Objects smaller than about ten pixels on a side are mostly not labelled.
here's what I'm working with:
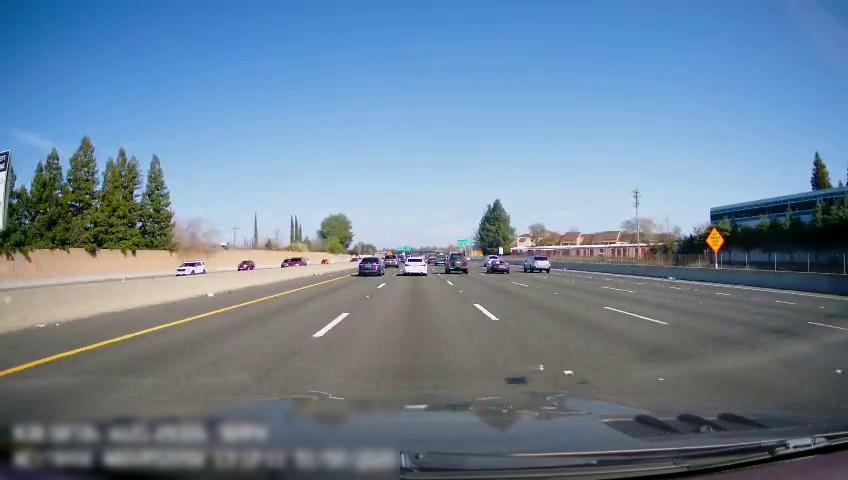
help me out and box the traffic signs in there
[705,227,725,253]
[0,149,12,231]
[400,244,412,252]
[457,240,473,249]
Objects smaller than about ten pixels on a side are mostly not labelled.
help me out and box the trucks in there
[435,255,448,266]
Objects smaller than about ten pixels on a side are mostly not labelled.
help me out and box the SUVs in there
[381,254,399,269]
[483,254,500,268]
[523,255,551,274]
[444,251,469,275]
[175,260,207,277]
[358,255,386,277]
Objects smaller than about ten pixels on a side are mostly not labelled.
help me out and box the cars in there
[280,258,295,269]
[401,256,428,277]
[237,260,257,272]
[486,259,510,275]
[286,256,308,268]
